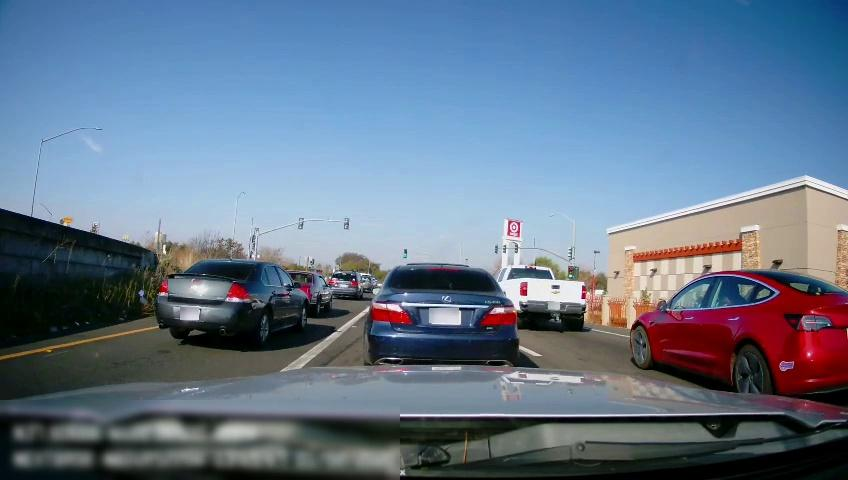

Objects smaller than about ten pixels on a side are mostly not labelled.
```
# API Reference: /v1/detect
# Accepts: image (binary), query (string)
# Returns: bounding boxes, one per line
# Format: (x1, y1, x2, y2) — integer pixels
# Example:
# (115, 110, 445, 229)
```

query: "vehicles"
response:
(355, 274, 375, 294)
(628, 267, 848, 397)
(154, 256, 310, 348)
(327, 271, 366, 301)
(283, 270, 333, 317)
(494, 264, 588, 332)
(364, 262, 522, 369)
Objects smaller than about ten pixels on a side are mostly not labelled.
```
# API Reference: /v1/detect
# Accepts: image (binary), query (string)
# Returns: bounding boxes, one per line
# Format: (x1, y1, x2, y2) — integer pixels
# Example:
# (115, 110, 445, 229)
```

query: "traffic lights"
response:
(297, 217, 305, 230)
(573, 265, 581, 281)
(566, 247, 574, 262)
(513, 243, 520, 254)
(494, 244, 500, 255)
(568, 265, 578, 281)
(402, 247, 409, 260)
(502, 244, 508, 255)
(343, 216, 351, 230)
